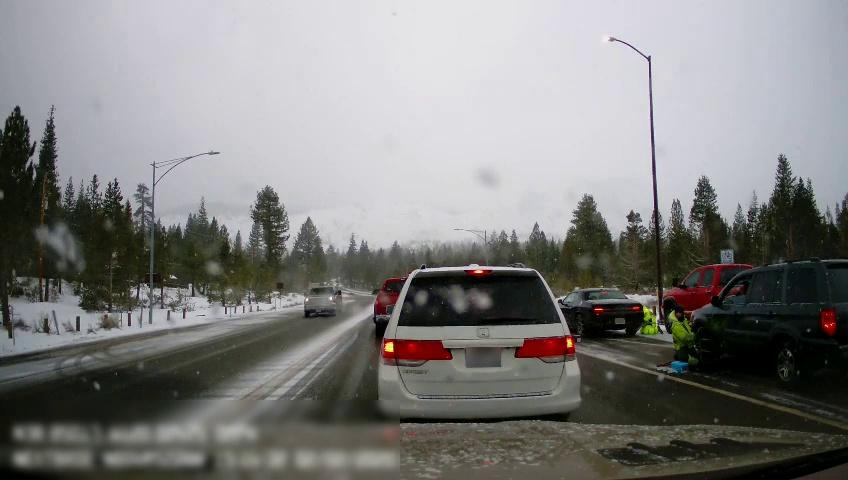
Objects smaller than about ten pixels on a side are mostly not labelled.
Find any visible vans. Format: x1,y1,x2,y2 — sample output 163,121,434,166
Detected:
377,264,582,423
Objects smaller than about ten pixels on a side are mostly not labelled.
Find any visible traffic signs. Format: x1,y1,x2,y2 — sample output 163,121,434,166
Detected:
720,249,735,264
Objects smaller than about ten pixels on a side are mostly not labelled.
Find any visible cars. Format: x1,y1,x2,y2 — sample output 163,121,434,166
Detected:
557,288,645,338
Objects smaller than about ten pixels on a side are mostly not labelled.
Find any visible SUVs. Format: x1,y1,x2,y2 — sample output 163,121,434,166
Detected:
303,283,342,317
689,259,848,388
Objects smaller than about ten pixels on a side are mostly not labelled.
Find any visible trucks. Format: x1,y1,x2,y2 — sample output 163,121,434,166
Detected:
662,263,751,334
372,277,407,337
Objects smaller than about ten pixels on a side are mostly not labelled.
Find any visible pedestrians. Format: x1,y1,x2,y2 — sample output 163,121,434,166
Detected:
641,308,664,336
667,306,703,365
